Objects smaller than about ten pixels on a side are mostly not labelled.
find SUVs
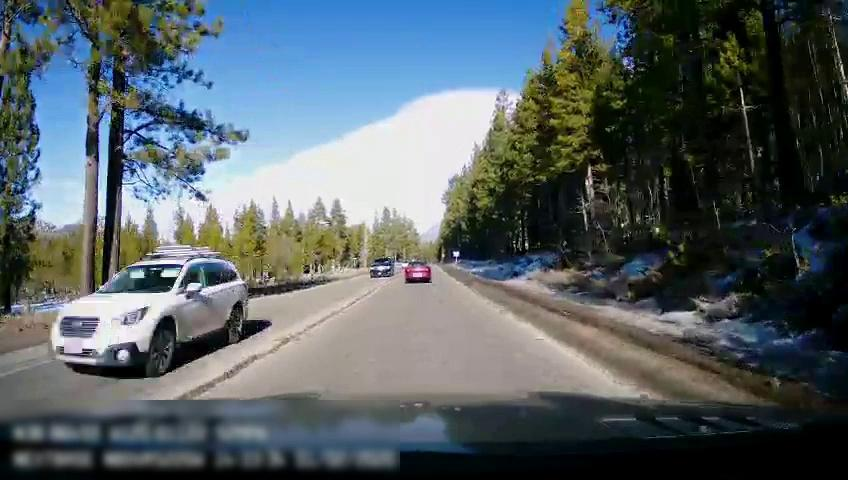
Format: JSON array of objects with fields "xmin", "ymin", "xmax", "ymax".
[
  {"xmin": 368, "ymin": 257, "xmax": 395, "ymax": 280},
  {"xmin": 49, "ymin": 245, "xmax": 250, "ymax": 377}
]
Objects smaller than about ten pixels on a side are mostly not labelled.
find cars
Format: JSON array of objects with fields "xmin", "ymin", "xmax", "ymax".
[{"xmin": 404, "ymin": 259, "xmax": 432, "ymax": 284}]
